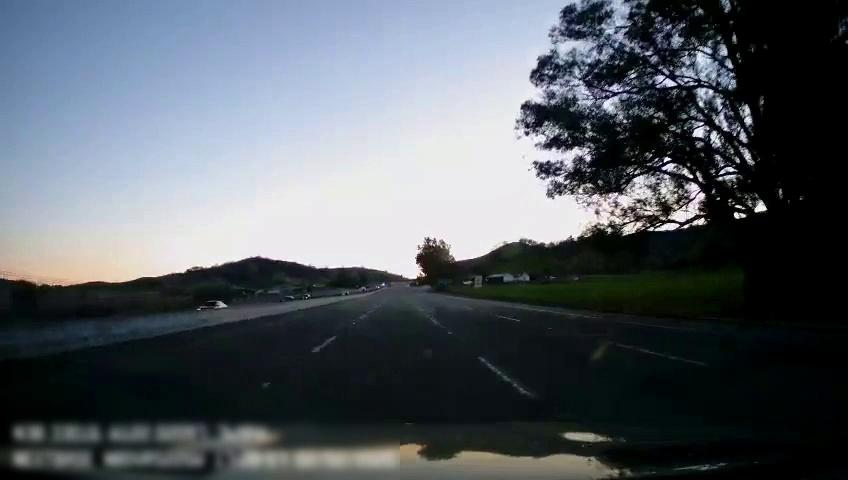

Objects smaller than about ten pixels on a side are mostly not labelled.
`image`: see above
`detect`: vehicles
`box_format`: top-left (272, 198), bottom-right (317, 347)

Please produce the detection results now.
top-left (196, 300), bottom-right (228, 312)
top-left (280, 296), bottom-right (295, 302)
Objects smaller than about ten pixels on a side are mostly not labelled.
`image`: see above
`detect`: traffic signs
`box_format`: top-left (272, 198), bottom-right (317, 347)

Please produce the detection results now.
top-left (475, 275), bottom-right (483, 287)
